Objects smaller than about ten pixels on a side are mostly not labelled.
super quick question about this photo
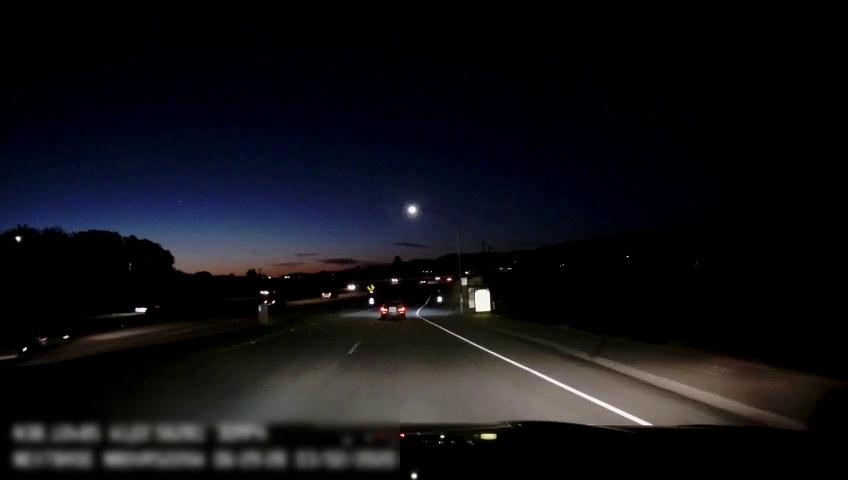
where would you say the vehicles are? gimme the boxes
[264,292,287,309]
[322,289,337,300]
[379,299,408,321]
